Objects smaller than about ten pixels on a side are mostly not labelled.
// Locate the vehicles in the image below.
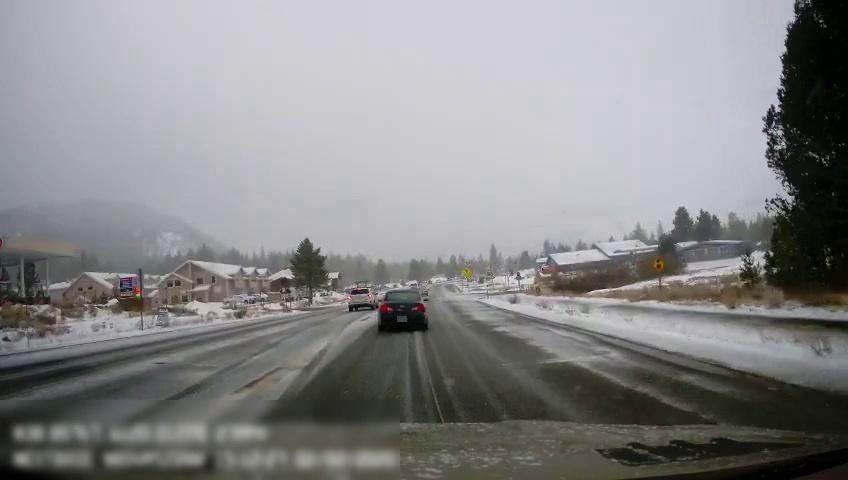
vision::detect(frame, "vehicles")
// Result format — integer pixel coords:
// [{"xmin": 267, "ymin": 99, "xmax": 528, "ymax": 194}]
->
[
  {"xmin": 248, "ymin": 294, "xmax": 267, "ymax": 302},
  {"xmin": 319, "ymin": 289, "xmax": 333, "ymax": 297},
  {"xmin": 415, "ymin": 286, "xmax": 428, "ymax": 296},
  {"xmin": 224, "ymin": 295, "xmax": 250, "ymax": 305},
  {"xmin": 378, "ymin": 289, "xmax": 429, "ymax": 331},
  {"xmin": 241, "ymin": 295, "xmax": 256, "ymax": 305},
  {"xmin": 280, "ymin": 288, "xmax": 299, "ymax": 302},
  {"xmin": 348, "ymin": 288, "xmax": 379, "ymax": 311}
]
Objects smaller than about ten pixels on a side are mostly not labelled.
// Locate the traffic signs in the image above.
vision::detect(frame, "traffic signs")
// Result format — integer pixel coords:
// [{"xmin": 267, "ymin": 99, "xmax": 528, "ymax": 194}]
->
[{"xmin": 653, "ymin": 258, "xmax": 665, "ymax": 272}]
